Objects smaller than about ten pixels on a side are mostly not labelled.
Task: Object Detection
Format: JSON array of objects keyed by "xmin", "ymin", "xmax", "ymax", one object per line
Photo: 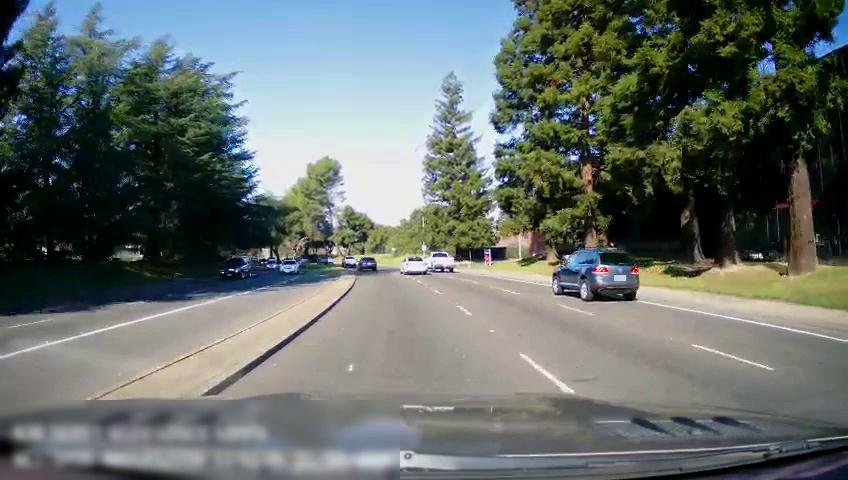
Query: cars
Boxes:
[
  {"xmin": 399, "ymin": 256, "xmax": 427, "ymax": 276},
  {"xmin": 264, "ymin": 259, "xmax": 279, "ymax": 271},
  {"xmin": 279, "ymin": 259, "xmax": 300, "ymax": 276}
]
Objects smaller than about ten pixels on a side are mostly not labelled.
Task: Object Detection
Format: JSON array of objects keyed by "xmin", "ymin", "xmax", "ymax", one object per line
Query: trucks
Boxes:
[
  {"xmin": 426, "ymin": 251, "xmax": 456, "ymax": 272},
  {"xmin": 341, "ymin": 255, "xmax": 356, "ymax": 268}
]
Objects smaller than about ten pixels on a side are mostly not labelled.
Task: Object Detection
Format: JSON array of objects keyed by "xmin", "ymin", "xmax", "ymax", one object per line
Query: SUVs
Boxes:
[
  {"xmin": 359, "ymin": 257, "xmax": 378, "ymax": 272},
  {"xmin": 219, "ymin": 257, "xmax": 250, "ymax": 281},
  {"xmin": 551, "ymin": 245, "xmax": 641, "ymax": 302}
]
